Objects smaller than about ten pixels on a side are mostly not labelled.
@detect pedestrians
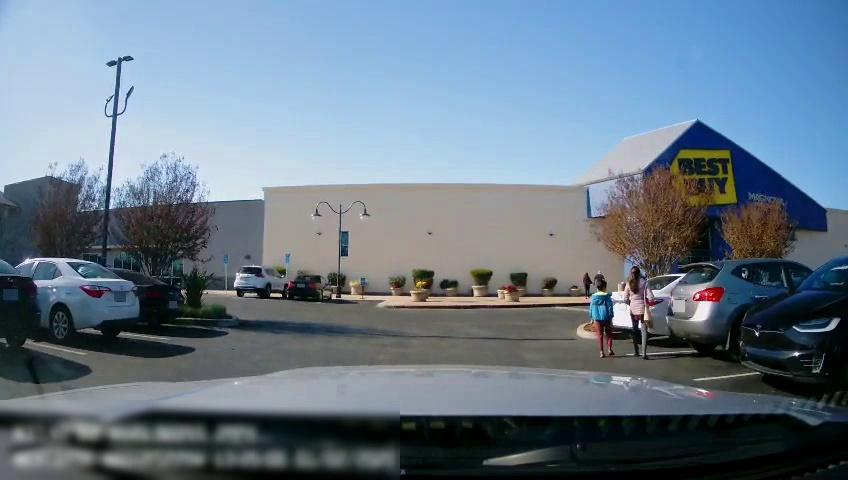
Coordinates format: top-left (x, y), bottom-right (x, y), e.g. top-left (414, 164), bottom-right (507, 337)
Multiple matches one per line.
top-left (624, 266), bottom-right (654, 360)
top-left (589, 276), bottom-right (615, 358)
top-left (594, 270), bottom-right (606, 299)
top-left (583, 272), bottom-right (592, 297)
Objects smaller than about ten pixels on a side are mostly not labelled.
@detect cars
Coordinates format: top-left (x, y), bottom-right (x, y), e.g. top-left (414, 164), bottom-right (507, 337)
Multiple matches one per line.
top-left (603, 274), bottom-right (714, 345)
top-left (288, 274), bottom-right (333, 301)
top-left (0, 257), bottom-right (41, 345)
top-left (0, 257), bottom-right (140, 346)
top-left (92, 271), bottom-right (180, 330)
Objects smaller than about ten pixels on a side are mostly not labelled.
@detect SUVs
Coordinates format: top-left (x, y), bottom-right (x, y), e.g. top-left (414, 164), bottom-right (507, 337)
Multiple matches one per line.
top-left (233, 266), bottom-right (288, 298)
top-left (665, 257), bottom-right (820, 361)
top-left (737, 255), bottom-right (848, 399)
